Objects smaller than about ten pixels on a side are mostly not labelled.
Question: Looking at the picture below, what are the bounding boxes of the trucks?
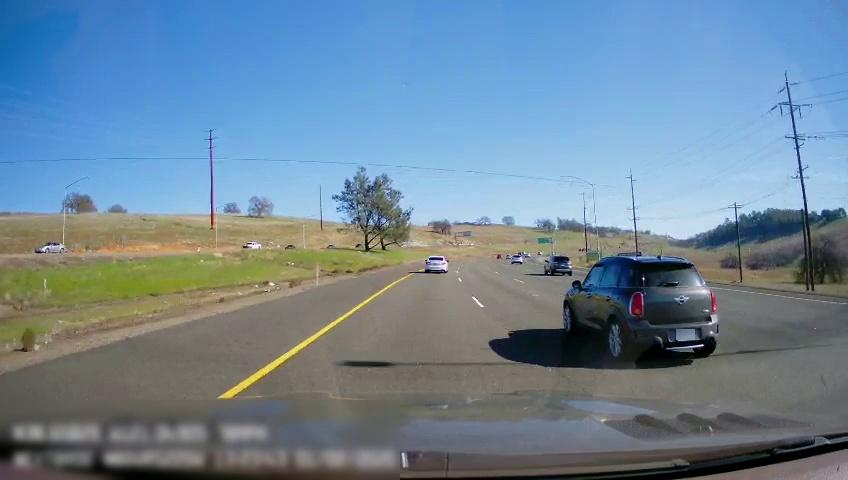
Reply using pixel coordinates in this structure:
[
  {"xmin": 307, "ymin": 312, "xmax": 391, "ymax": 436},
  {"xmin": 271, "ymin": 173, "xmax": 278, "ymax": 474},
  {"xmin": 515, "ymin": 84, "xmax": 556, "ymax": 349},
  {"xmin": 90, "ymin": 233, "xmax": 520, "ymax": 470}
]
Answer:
[{"xmin": 242, "ymin": 241, "xmax": 262, "ymax": 250}]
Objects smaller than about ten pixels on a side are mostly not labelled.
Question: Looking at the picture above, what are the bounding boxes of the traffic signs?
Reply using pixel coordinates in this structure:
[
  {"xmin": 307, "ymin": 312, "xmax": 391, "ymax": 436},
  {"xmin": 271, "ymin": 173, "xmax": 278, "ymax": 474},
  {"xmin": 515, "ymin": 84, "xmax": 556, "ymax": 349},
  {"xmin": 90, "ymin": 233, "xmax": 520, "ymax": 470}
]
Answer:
[{"xmin": 536, "ymin": 236, "xmax": 553, "ymax": 244}]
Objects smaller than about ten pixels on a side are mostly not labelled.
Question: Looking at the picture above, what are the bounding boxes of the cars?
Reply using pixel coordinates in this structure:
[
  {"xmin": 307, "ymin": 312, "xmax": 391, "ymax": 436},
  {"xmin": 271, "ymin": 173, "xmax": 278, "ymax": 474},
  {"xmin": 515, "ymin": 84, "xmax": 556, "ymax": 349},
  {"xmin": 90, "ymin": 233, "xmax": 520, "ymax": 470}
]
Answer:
[
  {"xmin": 35, "ymin": 241, "xmax": 65, "ymax": 254},
  {"xmin": 424, "ymin": 256, "xmax": 448, "ymax": 273},
  {"xmin": 562, "ymin": 255, "xmax": 722, "ymax": 362},
  {"xmin": 510, "ymin": 253, "xmax": 523, "ymax": 264}
]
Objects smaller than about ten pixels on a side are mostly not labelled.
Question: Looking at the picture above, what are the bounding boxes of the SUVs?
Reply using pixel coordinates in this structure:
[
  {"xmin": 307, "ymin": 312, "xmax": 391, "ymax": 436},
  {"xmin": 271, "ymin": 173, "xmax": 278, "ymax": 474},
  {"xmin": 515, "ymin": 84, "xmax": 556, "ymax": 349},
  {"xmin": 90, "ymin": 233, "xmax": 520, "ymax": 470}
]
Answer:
[{"xmin": 544, "ymin": 255, "xmax": 573, "ymax": 276}]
